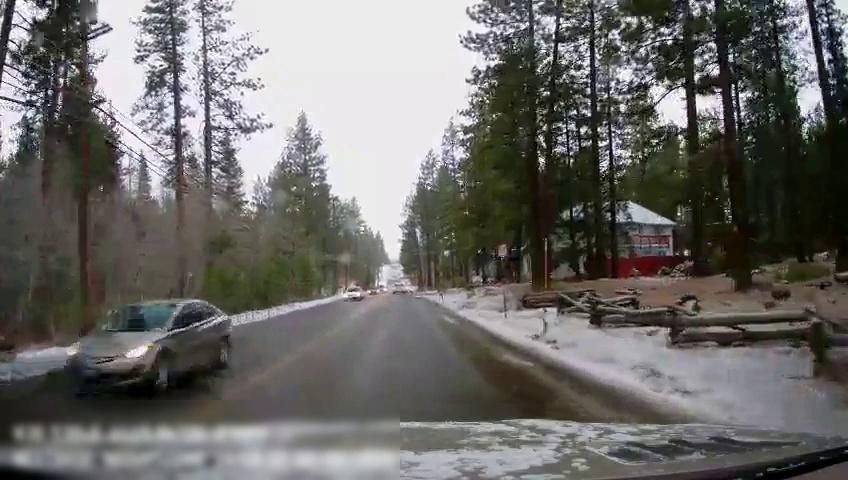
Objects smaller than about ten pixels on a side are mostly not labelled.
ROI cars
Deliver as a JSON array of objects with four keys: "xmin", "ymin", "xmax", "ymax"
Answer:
[
  {"xmin": 344, "ymin": 286, "xmax": 364, "ymax": 302},
  {"xmin": 71, "ymin": 298, "xmax": 233, "ymax": 399}
]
